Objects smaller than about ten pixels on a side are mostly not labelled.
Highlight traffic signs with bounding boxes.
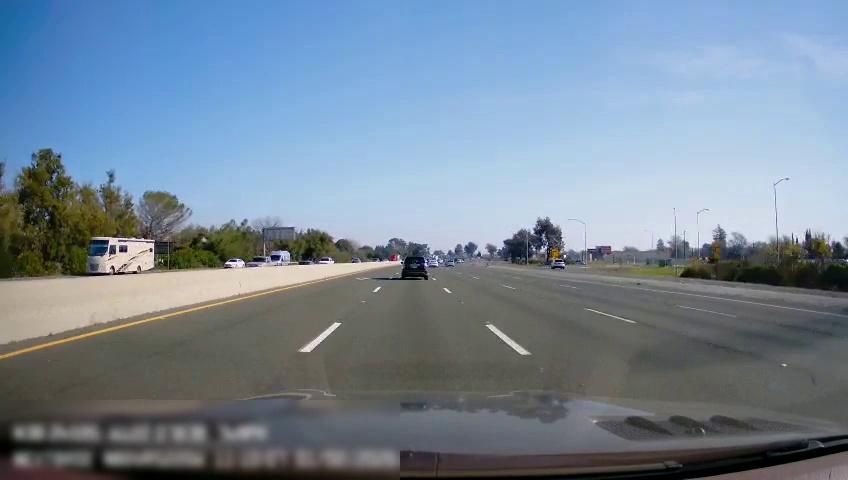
[263,225,296,241]
[155,242,173,255]
[550,247,560,258]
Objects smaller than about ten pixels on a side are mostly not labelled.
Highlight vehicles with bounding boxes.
[317,256,336,265]
[268,249,292,266]
[551,258,566,270]
[428,260,439,269]
[85,235,156,276]
[223,258,246,271]
[245,255,279,269]
[399,255,429,281]
[297,259,315,266]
